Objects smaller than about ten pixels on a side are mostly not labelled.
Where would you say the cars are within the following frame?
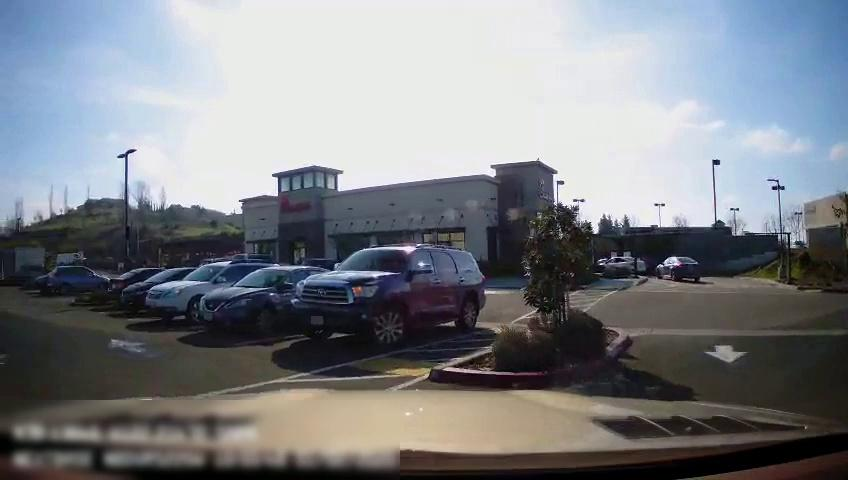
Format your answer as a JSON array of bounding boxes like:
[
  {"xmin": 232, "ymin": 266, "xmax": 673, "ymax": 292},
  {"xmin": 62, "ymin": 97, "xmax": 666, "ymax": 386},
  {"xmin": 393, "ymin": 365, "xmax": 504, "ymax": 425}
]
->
[
  {"xmin": 197, "ymin": 263, "xmax": 332, "ymax": 337},
  {"xmin": 119, "ymin": 266, "xmax": 198, "ymax": 310},
  {"xmin": 656, "ymin": 256, "xmax": 703, "ymax": 282},
  {"xmin": 598, "ymin": 255, "xmax": 646, "ymax": 272},
  {"xmin": 103, "ymin": 267, "xmax": 167, "ymax": 299}
]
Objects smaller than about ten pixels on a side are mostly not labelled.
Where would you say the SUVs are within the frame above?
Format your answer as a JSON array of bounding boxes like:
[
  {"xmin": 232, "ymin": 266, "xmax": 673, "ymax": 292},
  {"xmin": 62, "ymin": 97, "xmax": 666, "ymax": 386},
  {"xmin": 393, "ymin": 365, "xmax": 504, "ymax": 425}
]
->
[
  {"xmin": 146, "ymin": 256, "xmax": 273, "ymax": 324},
  {"xmin": 290, "ymin": 244, "xmax": 487, "ymax": 355},
  {"xmin": 48, "ymin": 265, "xmax": 109, "ymax": 293}
]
